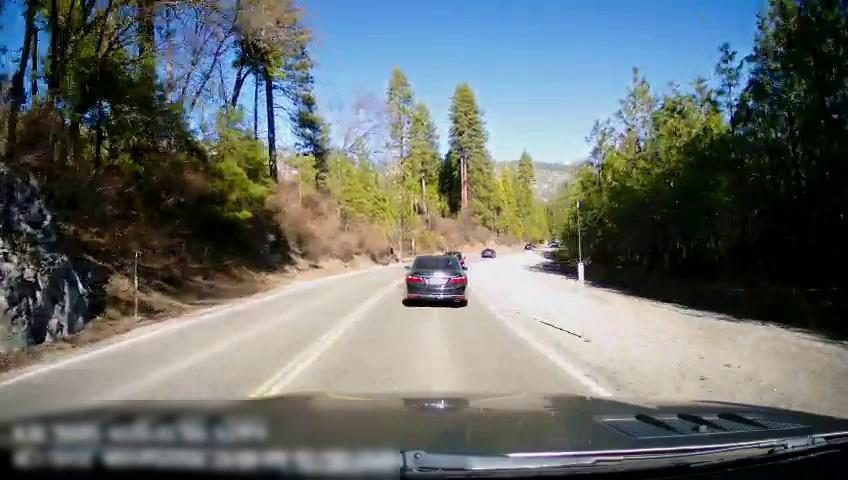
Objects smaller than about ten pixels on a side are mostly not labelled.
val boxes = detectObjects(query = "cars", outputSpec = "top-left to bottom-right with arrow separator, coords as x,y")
480,247 -> 498,259
444,250 -> 468,271
403,254 -> 469,304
